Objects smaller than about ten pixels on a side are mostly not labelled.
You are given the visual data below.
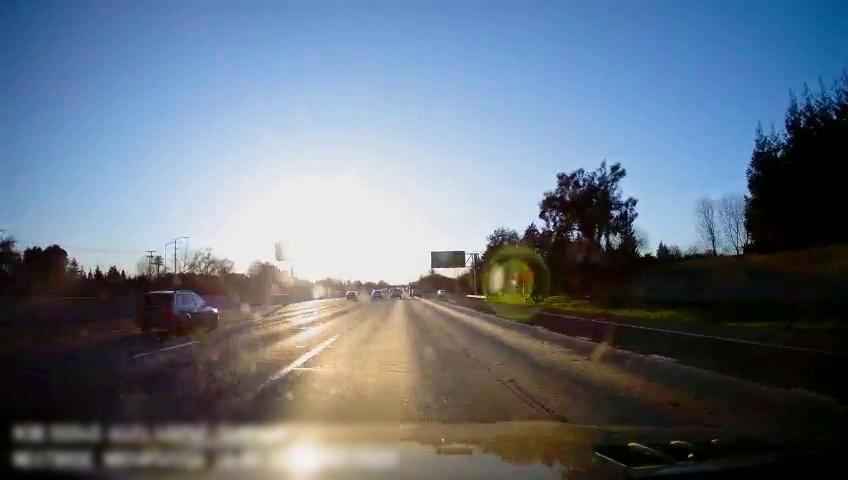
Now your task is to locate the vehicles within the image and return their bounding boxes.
[344,290,359,301]
[391,288,403,299]
[135,290,220,338]
[410,288,422,298]
[371,289,386,301]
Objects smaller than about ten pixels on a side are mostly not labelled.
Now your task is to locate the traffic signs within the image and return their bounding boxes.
[273,242,304,262]
[518,268,535,286]
[430,250,467,268]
